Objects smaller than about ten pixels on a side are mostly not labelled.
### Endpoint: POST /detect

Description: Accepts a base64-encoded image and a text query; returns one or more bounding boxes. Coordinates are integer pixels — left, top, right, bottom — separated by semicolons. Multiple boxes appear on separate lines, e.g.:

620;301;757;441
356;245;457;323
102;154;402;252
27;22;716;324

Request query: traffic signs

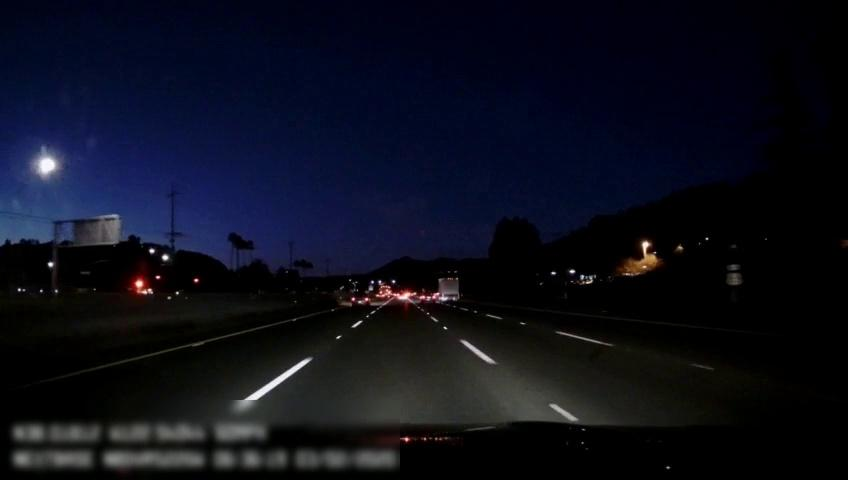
728;265;744;285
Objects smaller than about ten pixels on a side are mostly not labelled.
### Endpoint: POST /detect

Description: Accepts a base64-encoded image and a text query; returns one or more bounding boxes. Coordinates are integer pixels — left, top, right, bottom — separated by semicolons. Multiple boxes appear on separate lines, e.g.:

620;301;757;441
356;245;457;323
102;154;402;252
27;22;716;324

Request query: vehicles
396;289;410;301
378;287;391;298
350;290;371;307
435;277;460;304
419;291;434;303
